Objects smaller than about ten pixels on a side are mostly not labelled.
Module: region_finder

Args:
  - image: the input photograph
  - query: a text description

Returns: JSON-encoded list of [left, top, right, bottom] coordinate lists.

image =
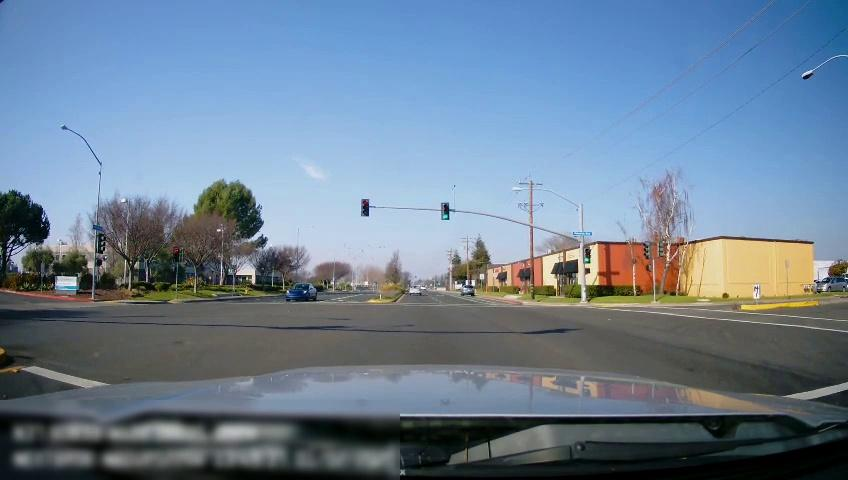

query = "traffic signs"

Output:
[[572, 230, 593, 237], [752, 283, 761, 300], [92, 223, 104, 232]]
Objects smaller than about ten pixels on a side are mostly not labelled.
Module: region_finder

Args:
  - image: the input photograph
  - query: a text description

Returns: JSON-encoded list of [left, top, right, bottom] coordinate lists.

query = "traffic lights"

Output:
[[96, 232, 107, 254], [178, 247, 185, 263], [642, 240, 652, 260], [656, 239, 666, 258], [583, 247, 592, 264], [172, 245, 181, 263], [439, 201, 451, 221], [360, 197, 370, 217]]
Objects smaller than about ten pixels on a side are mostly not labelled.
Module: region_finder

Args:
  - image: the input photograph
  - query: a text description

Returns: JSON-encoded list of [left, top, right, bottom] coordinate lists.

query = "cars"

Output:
[[285, 282, 318, 302], [408, 283, 422, 296]]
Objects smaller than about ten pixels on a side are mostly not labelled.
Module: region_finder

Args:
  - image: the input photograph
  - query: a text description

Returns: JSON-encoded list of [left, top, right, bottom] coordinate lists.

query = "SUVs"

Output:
[[460, 285, 475, 297]]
